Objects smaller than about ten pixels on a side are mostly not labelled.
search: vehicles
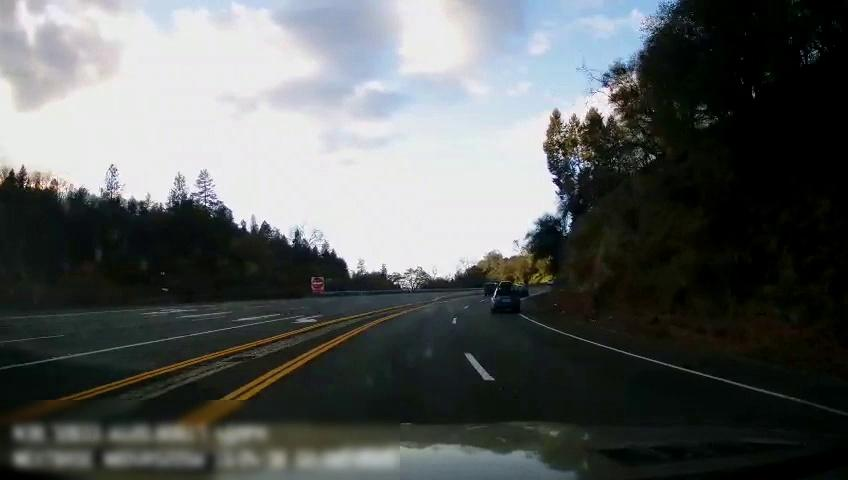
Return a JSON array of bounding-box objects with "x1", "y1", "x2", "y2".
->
[
  {"x1": 483, "y1": 282, "x2": 499, "y2": 297},
  {"x1": 517, "y1": 284, "x2": 530, "y2": 297},
  {"x1": 490, "y1": 280, "x2": 520, "y2": 313}
]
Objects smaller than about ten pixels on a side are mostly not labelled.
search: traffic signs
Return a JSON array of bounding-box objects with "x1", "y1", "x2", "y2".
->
[{"x1": 311, "y1": 276, "x2": 325, "y2": 294}]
